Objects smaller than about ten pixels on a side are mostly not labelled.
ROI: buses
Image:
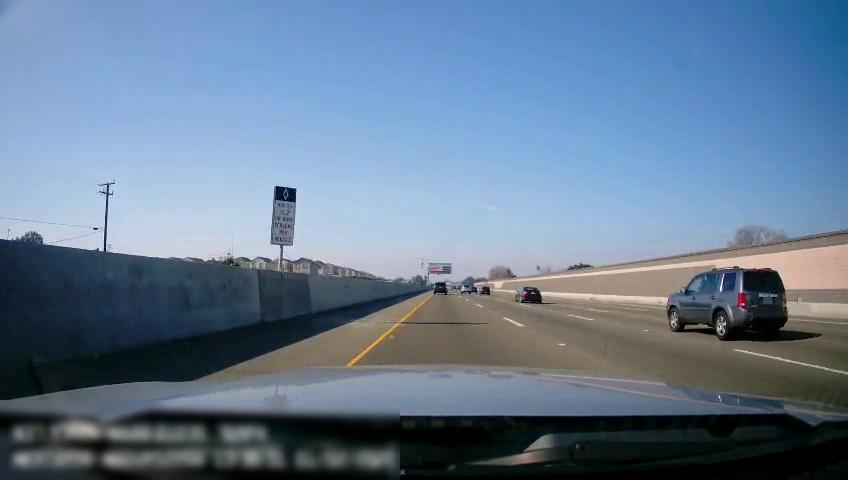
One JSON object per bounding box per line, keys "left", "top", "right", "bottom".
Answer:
{"left": 460, "top": 284, "right": 472, "bottom": 294}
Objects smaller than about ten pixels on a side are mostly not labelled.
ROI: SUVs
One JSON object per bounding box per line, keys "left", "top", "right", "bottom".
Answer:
{"left": 433, "top": 281, "right": 447, "bottom": 295}
{"left": 665, "top": 268, "right": 790, "bottom": 342}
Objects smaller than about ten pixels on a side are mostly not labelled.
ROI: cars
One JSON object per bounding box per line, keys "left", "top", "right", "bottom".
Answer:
{"left": 514, "top": 286, "right": 541, "bottom": 303}
{"left": 480, "top": 285, "right": 491, "bottom": 295}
